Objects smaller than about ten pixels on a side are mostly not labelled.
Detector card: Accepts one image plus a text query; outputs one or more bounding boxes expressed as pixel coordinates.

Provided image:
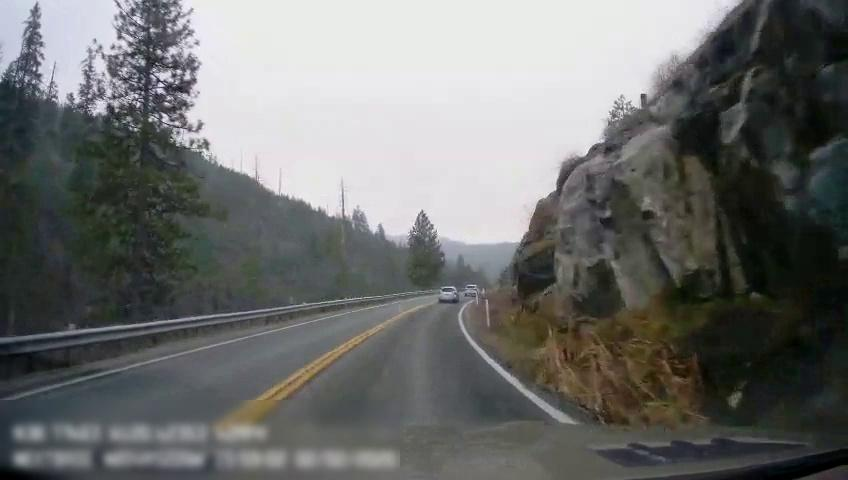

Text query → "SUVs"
[464,284,480,296]
[438,286,460,303]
